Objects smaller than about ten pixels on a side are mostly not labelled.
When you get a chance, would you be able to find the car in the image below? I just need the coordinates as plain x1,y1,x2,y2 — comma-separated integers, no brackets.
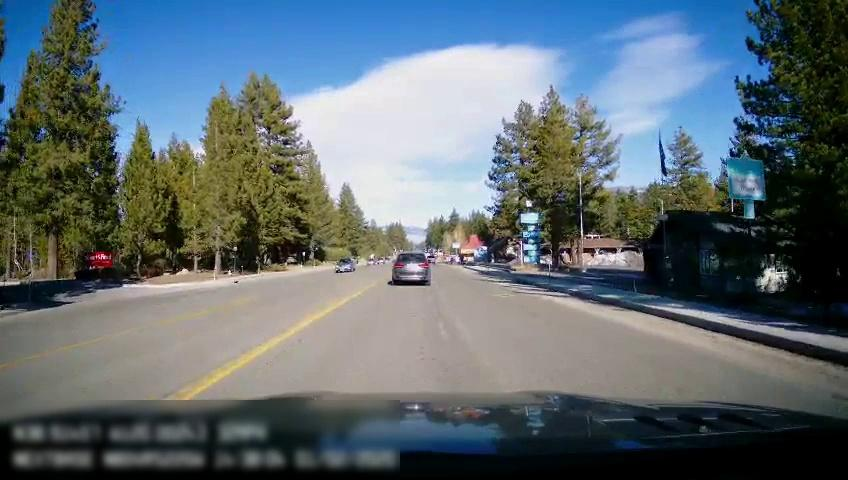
335,258,355,273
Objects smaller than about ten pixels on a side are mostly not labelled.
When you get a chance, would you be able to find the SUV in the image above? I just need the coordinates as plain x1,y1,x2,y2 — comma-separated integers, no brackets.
392,253,430,284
